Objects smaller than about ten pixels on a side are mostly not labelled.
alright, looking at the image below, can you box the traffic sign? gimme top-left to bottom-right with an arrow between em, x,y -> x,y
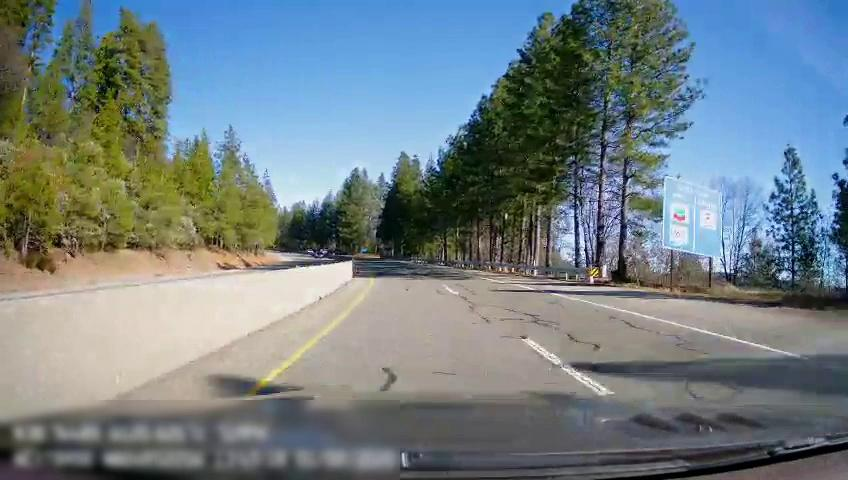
591,268 -> 602,280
